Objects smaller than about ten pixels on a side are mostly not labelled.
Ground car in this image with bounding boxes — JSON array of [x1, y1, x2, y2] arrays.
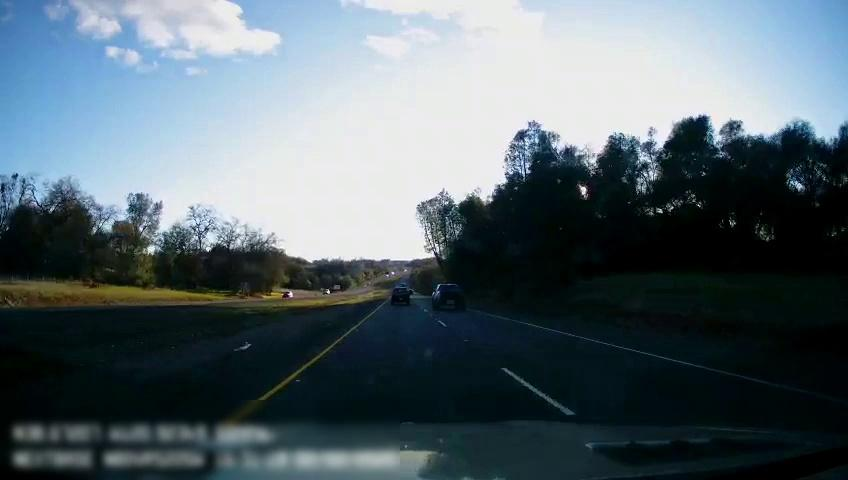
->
[[281, 290, 294, 300]]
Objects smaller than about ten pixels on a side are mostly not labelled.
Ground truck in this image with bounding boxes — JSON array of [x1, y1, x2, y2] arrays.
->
[[432, 283, 471, 312]]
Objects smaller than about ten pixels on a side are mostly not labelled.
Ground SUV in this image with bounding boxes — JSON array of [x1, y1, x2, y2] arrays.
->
[[391, 287, 411, 306]]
